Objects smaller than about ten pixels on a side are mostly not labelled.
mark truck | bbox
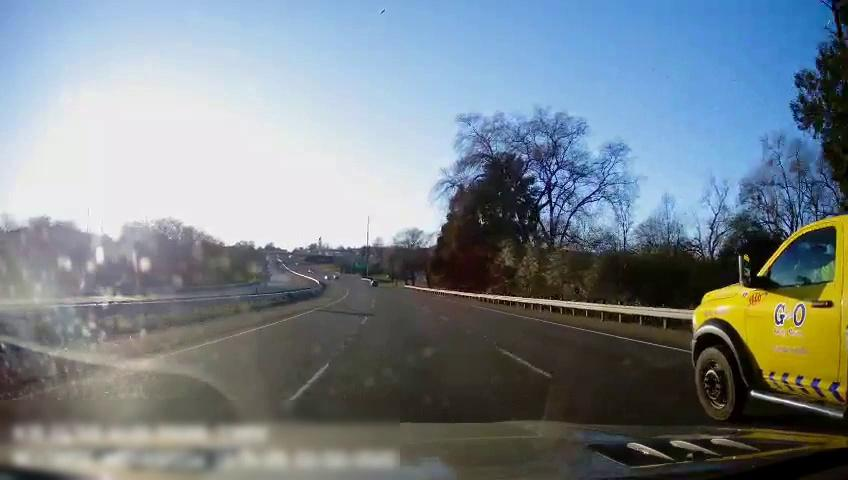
[690,213,848,423]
